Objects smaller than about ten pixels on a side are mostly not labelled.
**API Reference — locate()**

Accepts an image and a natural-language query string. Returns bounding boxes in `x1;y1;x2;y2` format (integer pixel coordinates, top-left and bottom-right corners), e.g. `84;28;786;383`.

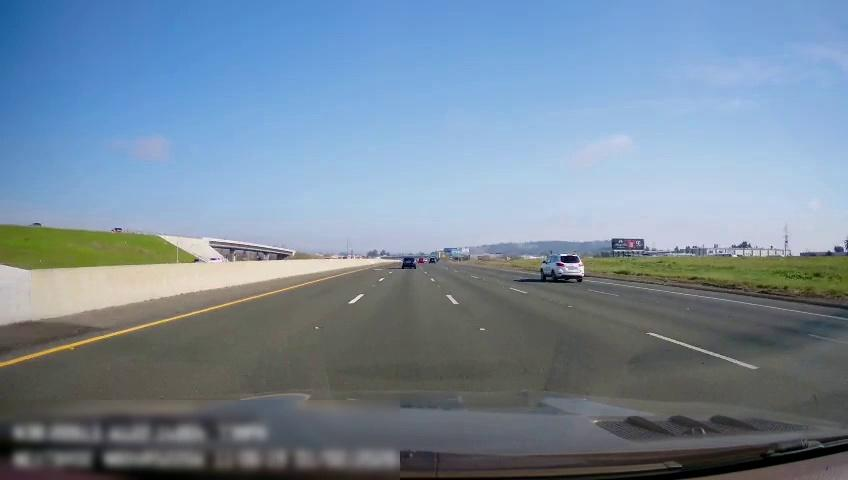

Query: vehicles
540;254;585;282
206;256;223;264
402;258;416;269
191;258;207;264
